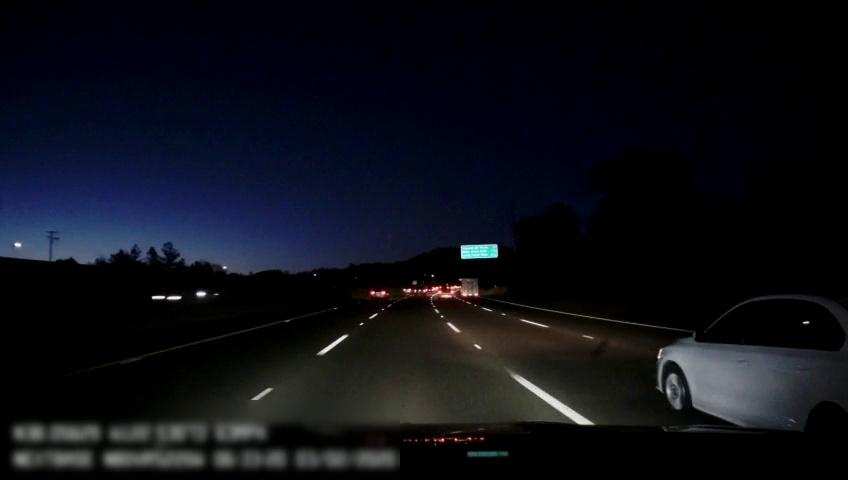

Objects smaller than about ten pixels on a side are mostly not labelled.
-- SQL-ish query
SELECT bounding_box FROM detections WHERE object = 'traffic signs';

[460,243,499,259]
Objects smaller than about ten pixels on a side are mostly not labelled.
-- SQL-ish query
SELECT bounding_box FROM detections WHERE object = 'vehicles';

[654,294,848,430]
[150,289,186,304]
[438,287,453,299]
[193,286,222,299]
[461,277,479,299]
[369,285,390,303]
